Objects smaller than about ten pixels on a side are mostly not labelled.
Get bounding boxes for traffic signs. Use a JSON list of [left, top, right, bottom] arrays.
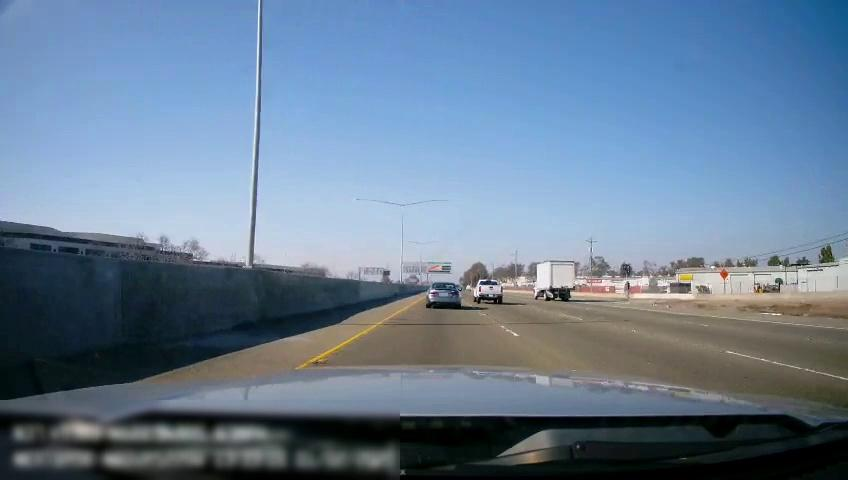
[[719, 268, 730, 280]]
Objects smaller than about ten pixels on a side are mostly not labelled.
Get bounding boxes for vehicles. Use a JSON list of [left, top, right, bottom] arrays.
[[472, 279, 504, 304], [532, 261, 575, 301], [424, 282, 463, 309]]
